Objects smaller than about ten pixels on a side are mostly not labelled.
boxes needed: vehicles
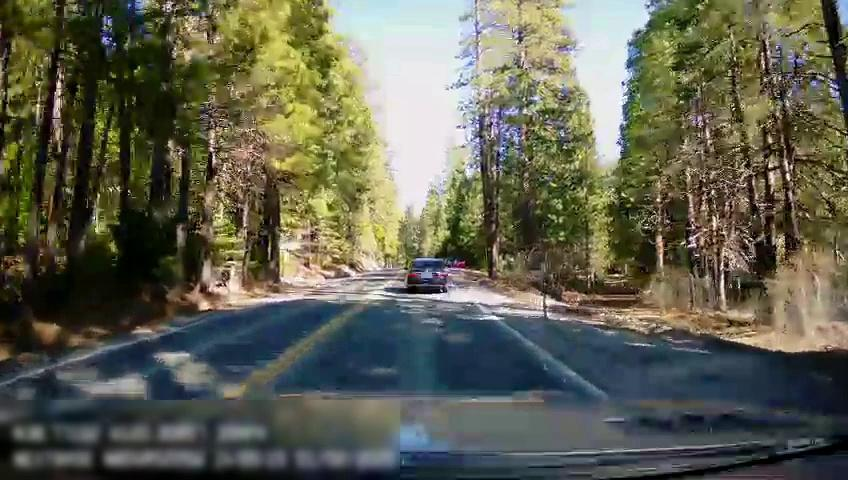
[451,258,466,268]
[403,257,449,294]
